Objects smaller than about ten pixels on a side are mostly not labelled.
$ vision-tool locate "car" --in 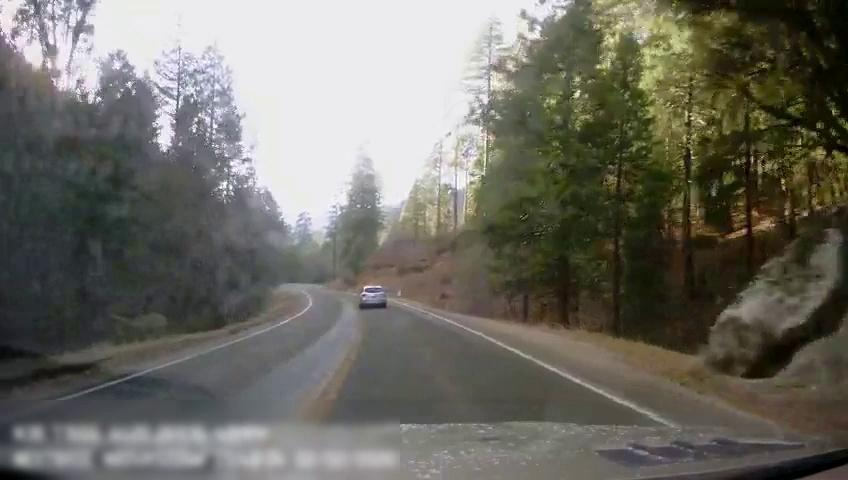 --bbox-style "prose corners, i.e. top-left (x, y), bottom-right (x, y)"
top-left (359, 285), bottom-right (387, 309)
